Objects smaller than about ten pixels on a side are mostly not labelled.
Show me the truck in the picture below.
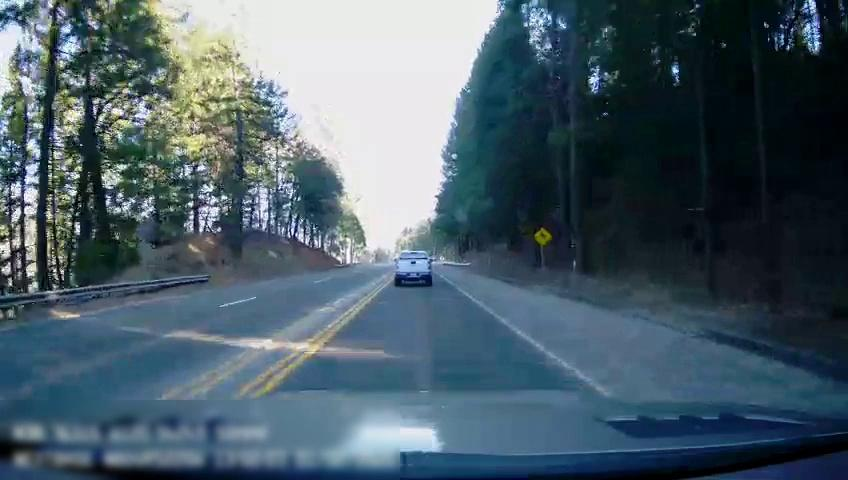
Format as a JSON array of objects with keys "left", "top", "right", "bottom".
[{"left": 394, "top": 250, "right": 433, "bottom": 288}]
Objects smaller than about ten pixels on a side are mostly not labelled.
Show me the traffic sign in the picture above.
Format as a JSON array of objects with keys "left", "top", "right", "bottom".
[{"left": 533, "top": 226, "right": 553, "bottom": 246}]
